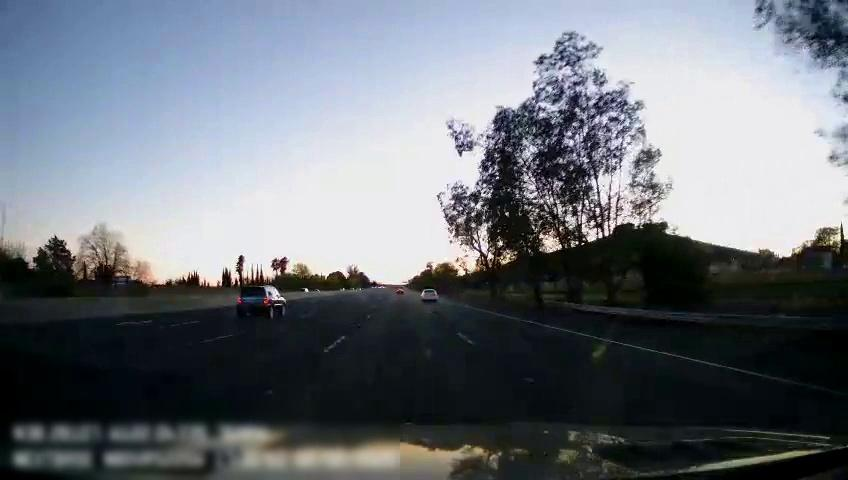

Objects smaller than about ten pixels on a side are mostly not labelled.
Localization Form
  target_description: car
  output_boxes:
[421,289,437,302]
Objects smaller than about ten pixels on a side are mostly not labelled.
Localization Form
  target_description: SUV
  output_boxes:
[236,285,287,320]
